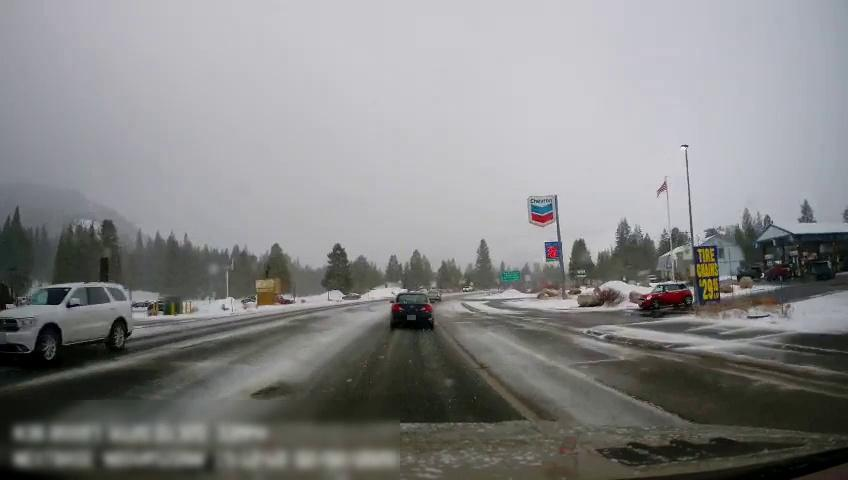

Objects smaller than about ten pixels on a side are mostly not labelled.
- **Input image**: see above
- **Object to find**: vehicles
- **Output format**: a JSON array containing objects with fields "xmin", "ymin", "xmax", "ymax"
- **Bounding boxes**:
[
  {"xmin": 148, "ymin": 300, "xmax": 174, "ymax": 310},
  {"xmin": 462, "ymin": 286, "xmax": 473, "ymax": 293},
  {"xmin": 427, "ymin": 291, "xmax": 441, "ymax": 301},
  {"xmin": 814, "ymin": 262, "xmax": 836, "ymax": 279},
  {"xmin": 768, "ymin": 264, "xmax": 792, "ymax": 280},
  {"xmin": 389, "ymin": 292, "xmax": 435, "ymax": 329},
  {"xmin": 241, "ymin": 295, "xmax": 257, "ymax": 303},
  {"xmin": 737, "ymin": 266, "xmax": 762, "ymax": 280},
  {"xmin": 0, "ymin": 282, "xmax": 134, "ymax": 371},
  {"xmin": 638, "ymin": 283, "xmax": 693, "ymax": 310},
  {"xmin": 278, "ymin": 295, "xmax": 295, "ymax": 305},
  {"xmin": 342, "ymin": 293, "xmax": 361, "ymax": 299}
]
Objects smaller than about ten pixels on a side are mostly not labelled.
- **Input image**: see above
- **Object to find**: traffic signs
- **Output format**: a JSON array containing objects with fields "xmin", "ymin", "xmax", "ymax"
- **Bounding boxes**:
[{"xmin": 502, "ymin": 271, "xmax": 521, "ymax": 282}]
